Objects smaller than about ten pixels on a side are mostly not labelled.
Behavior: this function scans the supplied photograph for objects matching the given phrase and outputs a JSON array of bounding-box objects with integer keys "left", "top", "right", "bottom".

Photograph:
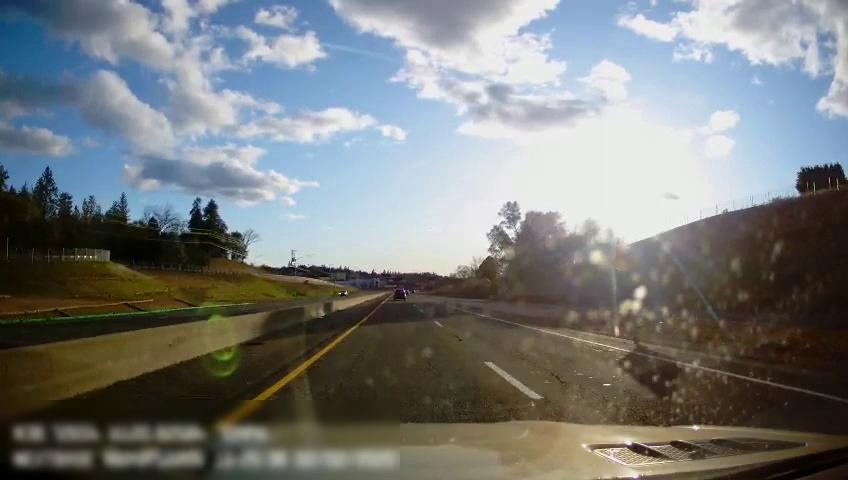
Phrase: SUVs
[
  {"left": 337, "top": 289, "right": 349, "bottom": 298},
  {"left": 393, "top": 288, "right": 407, "bottom": 301}
]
